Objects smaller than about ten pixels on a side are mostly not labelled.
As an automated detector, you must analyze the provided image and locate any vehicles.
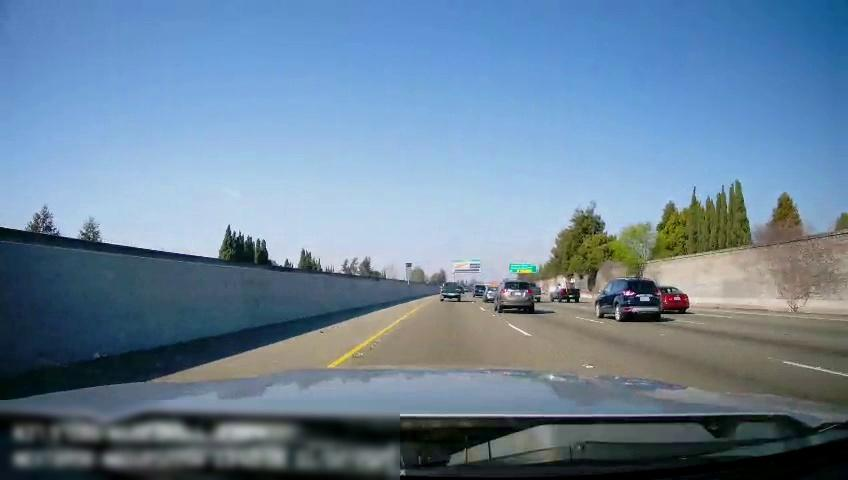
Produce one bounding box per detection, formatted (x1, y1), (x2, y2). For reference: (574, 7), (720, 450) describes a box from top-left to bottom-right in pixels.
(591, 277), (665, 323)
(494, 279), (536, 314)
(550, 278), (581, 304)
(472, 284), (488, 298)
(654, 286), (690, 314)
(440, 281), (461, 303)
(484, 287), (498, 303)
(515, 281), (542, 303)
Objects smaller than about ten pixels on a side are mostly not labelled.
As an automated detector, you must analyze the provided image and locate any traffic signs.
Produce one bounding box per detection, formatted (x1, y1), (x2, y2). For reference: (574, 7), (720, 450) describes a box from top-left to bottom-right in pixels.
(404, 262), (414, 281)
(454, 257), (481, 273)
(509, 263), (537, 274)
